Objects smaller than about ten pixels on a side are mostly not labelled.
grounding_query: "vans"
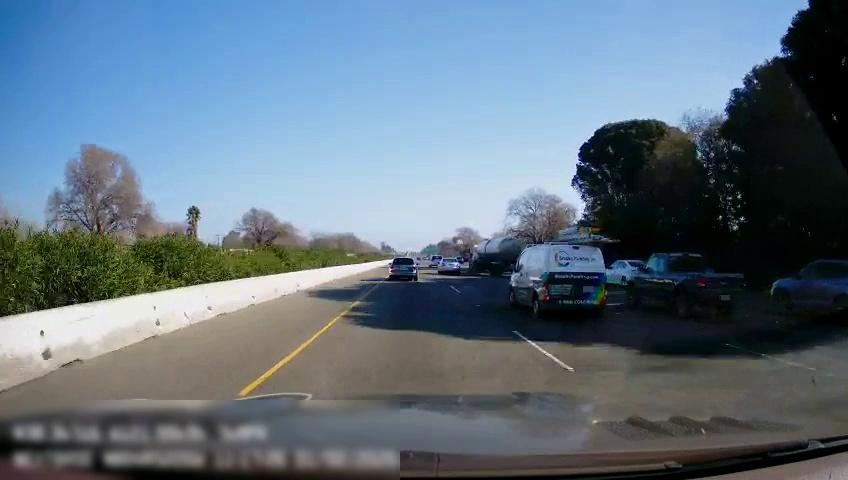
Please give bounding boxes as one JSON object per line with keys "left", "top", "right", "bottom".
{"left": 506, "top": 245, "right": 608, "bottom": 318}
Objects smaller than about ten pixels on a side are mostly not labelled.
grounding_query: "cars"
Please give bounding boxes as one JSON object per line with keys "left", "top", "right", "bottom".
{"left": 428, "top": 254, "right": 443, "bottom": 268}
{"left": 769, "top": 259, "right": 848, "bottom": 314}
{"left": 388, "top": 257, "right": 419, "bottom": 282}
{"left": 438, "top": 257, "right": 460, "bottom": 275}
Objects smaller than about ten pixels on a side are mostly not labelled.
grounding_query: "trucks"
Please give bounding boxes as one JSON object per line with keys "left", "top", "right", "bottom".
{"left": 467, "top": 239, "right": 524, "bottom": 274}
{"left": 625, "top": 253, "right": 749, "bottom": 321}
